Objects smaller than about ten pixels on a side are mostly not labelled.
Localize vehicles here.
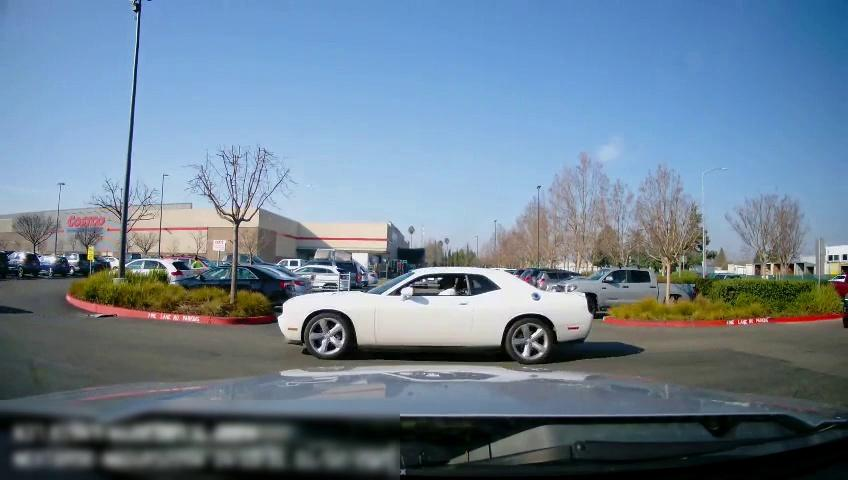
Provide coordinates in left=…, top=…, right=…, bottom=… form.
left=503, top=268, right=519, bottom=275
left=64, top=252, right=91, bottom=277
left=311, top=246, right=354, bottom=262
left=8, top=251, right=43, bottom=281
left=543, top=279, right=567, bottom=292
left=309, top=260, right=371, bottom=291
left=520, top=266, right=564, bottom=287
left=535, top=269, right=592, bottom=291
left=296, top=264, right=346, bottom=293
left=276, top=266, right=599, bottom=366
left=105, top=256, right=121, bottom=272
left=0, top=248, right=16, bottom=281
left=176, top=261, right=304, bottom=309
left=123, top=257, right=195, bottom=285
left=271, top=258, right=303, bottom=271
left=90, top=256, right=112, bottom=275
left=553, top=267, right=696, bottom=319
left=37, top=252, right=71, bottom=280
left=284, top=268, right=315, bottom=294
left=513, top=268, right=528, bottom=280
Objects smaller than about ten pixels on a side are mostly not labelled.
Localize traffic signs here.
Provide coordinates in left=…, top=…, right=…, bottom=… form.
left=86, top=246, right=96, bottom=261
